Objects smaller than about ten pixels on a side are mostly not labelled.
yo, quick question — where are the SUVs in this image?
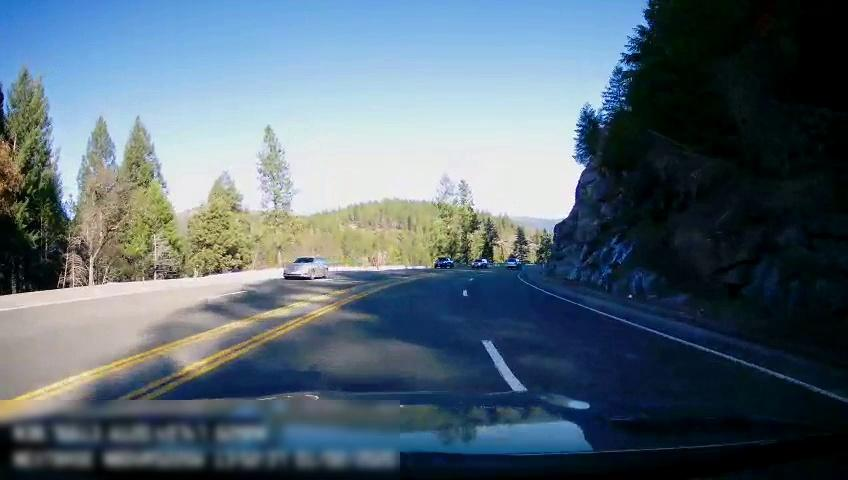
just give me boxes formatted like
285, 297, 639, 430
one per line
504, 256, 523, 271
471, 258, 489, 270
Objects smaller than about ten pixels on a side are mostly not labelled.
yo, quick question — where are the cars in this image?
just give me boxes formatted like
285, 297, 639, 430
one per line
283, 255, 329, 281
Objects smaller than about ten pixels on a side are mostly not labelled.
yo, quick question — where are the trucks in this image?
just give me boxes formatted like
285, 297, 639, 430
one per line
434, 256, 455, 270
